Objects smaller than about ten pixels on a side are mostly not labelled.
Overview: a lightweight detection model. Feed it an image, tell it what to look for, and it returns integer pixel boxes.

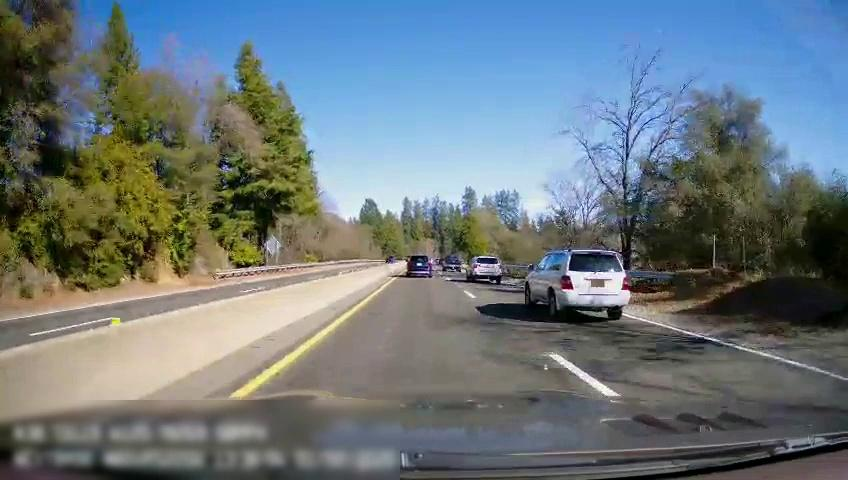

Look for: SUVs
[405,255,432,277]
[523,248,631,324]
[464,256,504,285]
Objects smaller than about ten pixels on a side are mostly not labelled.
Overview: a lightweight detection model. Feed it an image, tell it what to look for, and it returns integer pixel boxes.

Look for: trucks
[442,257,461,272]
